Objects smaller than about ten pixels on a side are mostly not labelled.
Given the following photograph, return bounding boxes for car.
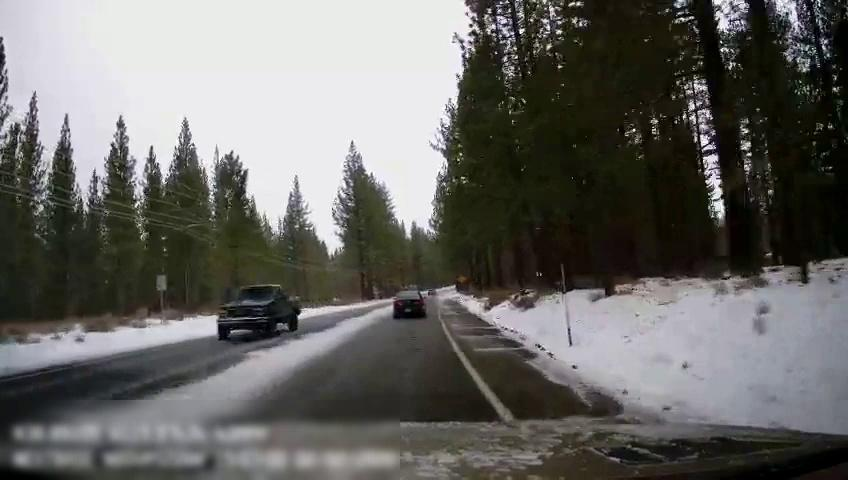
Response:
[392,291,425,318]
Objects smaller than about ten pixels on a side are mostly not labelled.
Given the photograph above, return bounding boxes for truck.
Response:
[217,283,304,340]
